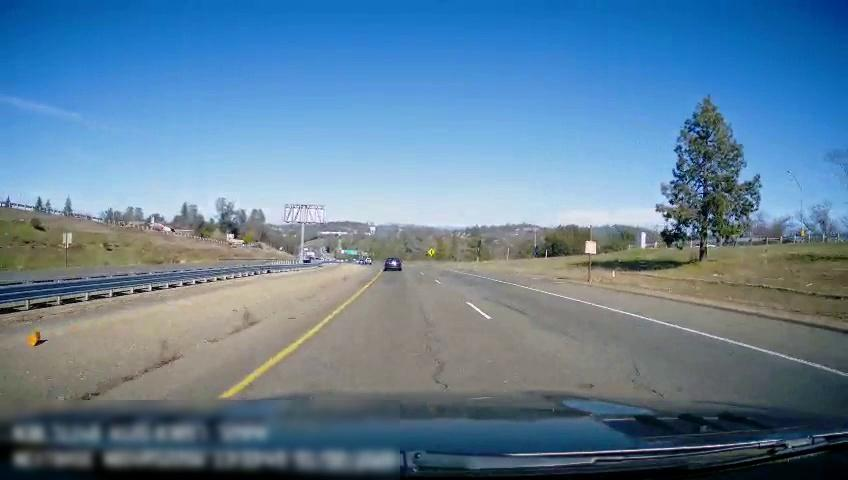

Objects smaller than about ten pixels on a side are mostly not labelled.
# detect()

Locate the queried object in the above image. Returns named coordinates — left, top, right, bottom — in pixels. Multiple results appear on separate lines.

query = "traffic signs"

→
left=346, top=250, right=358, bottom=256
left=427, top=247, right=436, bottom=258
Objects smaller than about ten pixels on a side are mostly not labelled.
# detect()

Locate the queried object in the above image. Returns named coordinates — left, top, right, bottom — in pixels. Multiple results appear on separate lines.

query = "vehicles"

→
left=363, top=257, right=373, bottom=265
left=383, top=255, right=404, bottom=272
